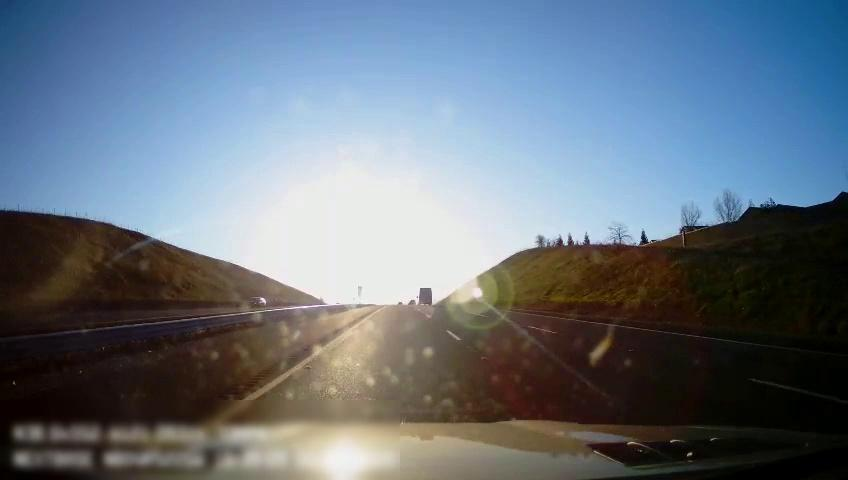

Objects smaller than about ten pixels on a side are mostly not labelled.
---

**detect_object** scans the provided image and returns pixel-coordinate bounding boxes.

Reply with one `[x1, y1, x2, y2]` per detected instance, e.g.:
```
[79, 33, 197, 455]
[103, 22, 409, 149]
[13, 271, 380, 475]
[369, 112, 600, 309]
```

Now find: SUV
[247, 297, 266, 309]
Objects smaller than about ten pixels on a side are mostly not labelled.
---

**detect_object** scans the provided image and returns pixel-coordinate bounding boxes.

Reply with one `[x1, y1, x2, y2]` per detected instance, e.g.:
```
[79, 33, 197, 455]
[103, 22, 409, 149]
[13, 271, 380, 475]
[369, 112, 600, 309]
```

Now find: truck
[418, 288, 432, 306]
